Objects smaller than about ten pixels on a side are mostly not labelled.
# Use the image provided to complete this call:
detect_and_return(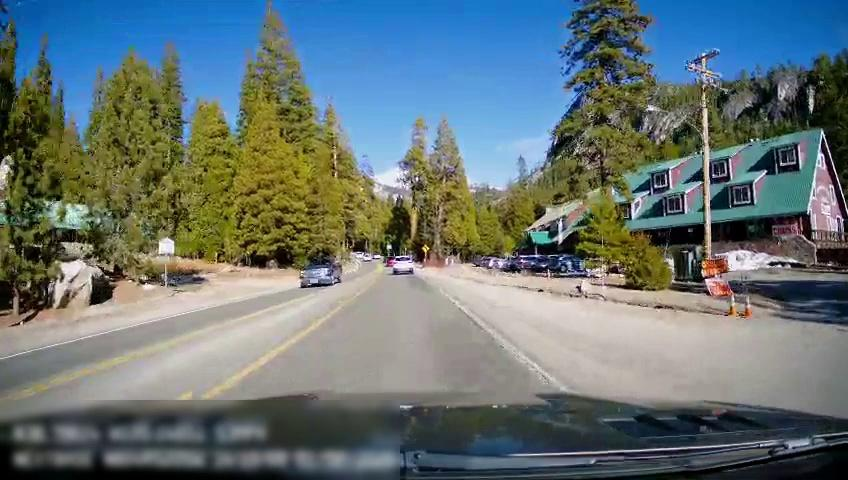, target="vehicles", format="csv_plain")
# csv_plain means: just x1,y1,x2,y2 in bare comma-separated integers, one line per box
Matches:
298,258,344,288
385,256,398,268
392,255,415,276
